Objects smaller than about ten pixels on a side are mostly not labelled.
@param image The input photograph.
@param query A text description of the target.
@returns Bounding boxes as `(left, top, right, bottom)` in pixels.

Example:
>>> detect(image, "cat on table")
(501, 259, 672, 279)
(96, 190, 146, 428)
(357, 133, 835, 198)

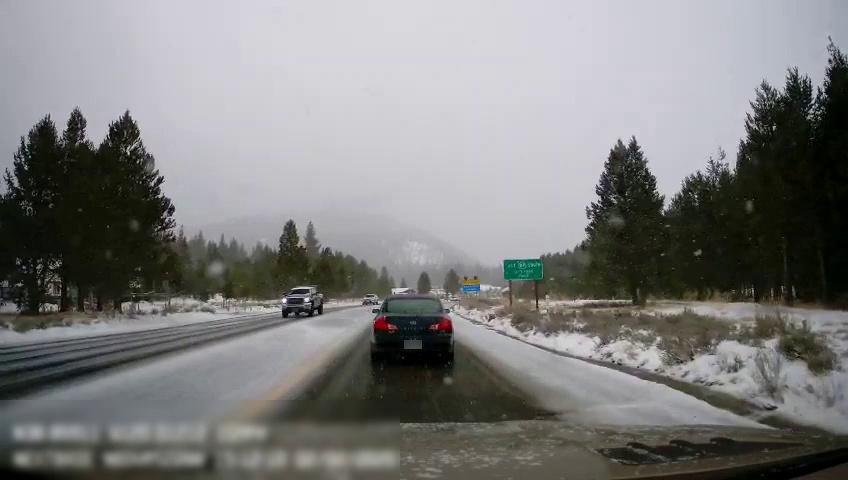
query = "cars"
(370, 294, 454, 372)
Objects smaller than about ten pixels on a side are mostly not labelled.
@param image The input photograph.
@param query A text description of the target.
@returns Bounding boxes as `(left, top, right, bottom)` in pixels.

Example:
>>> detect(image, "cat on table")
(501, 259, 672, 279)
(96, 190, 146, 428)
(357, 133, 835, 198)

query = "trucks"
(281, 287, 323, 318)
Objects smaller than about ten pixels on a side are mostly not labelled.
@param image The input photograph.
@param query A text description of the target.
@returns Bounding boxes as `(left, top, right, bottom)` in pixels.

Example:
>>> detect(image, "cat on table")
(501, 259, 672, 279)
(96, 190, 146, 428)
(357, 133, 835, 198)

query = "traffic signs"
(503, 258, 544, 281)
(462, 279, 480, 284)
(459, 284, 480, 294)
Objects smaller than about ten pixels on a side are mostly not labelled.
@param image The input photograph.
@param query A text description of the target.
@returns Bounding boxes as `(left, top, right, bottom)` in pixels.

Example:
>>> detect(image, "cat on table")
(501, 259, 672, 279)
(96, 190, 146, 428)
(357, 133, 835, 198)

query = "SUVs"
(362, 294, 379, 305)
